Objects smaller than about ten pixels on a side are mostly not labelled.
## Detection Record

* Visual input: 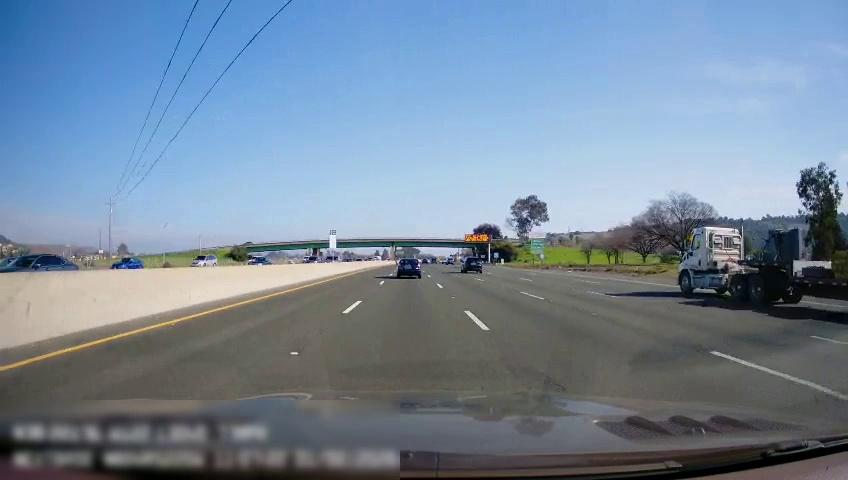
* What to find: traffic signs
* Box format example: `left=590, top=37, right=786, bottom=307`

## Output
left=530, top=239, right=545, bottom=255
left=464, top=233, right=493, bottom=244
left=329, top=229, right=337, bottom=248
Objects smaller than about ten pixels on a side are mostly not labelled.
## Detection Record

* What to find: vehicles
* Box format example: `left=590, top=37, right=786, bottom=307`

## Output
left=191, top=255, right=218, bottom=268
left=461, top=258, right=482, bottom=273
left=247, top=255, right=264, bottom=266
left=252, top=257, right=273, bottom=266
left=0, top=253, right=80, bottom=274
left=111, top=256, right=145, bottom=271
left=397, top=259, right=421, bottom=277
left=677, top=222, right=848, bottom=308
